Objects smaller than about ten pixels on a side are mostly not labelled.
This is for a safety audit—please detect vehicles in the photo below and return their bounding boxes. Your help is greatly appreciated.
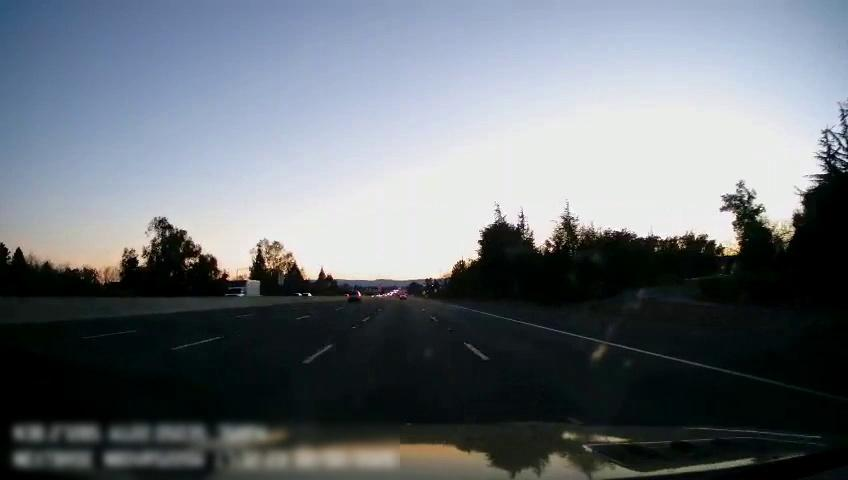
[225,280,261,299]
[291,293,303,298]
[347,290,362,303]
[301,293,313,298]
